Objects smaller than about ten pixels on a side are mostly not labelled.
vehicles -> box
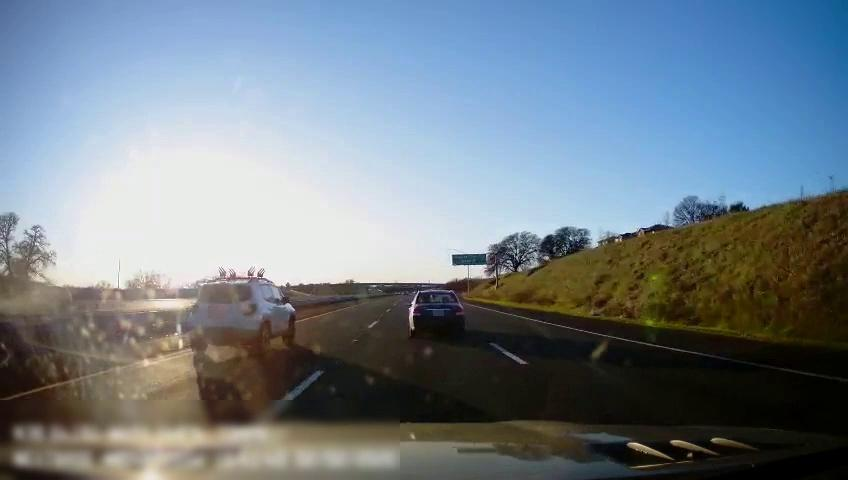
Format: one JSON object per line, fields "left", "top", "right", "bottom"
{"left": 32, "top": 285, "right": 74, "bottom": 308}
{"left": 408, "top": 290, "right": 466, "bottom": 341}
{"left": 188, "top": 282, "right": 298, "bottom": 357}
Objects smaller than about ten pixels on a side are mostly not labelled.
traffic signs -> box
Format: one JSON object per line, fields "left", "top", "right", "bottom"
{"left": 452, "top": 254, "right": 488, "bottom": 265}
